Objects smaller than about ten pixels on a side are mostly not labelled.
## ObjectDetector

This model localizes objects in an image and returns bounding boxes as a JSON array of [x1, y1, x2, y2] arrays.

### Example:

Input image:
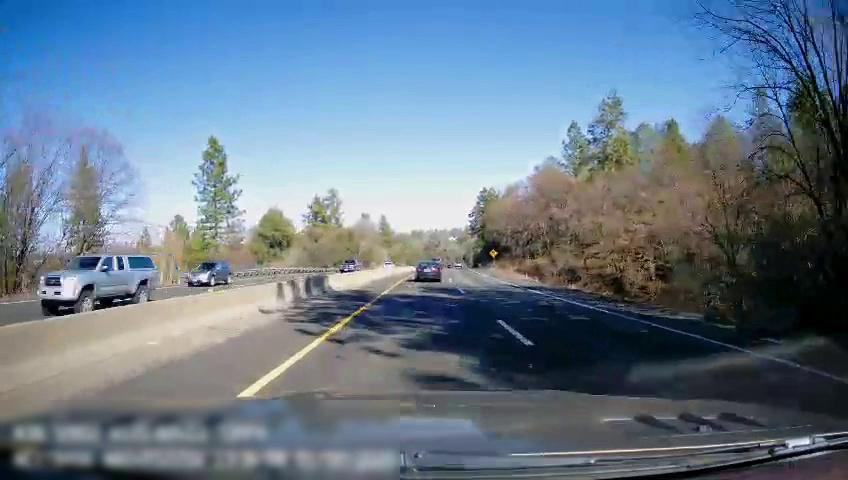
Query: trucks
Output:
[[37, 255, 160, 317]]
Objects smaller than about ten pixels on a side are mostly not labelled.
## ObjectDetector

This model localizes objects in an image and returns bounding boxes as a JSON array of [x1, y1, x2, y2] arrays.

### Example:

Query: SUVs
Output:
[[187, 261, 232, 288], [338, 258, 361, 275]]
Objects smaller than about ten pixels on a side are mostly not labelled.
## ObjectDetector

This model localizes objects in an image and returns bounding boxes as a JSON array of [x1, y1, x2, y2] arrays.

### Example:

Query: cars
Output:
[[416, 260, 442, 283]]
